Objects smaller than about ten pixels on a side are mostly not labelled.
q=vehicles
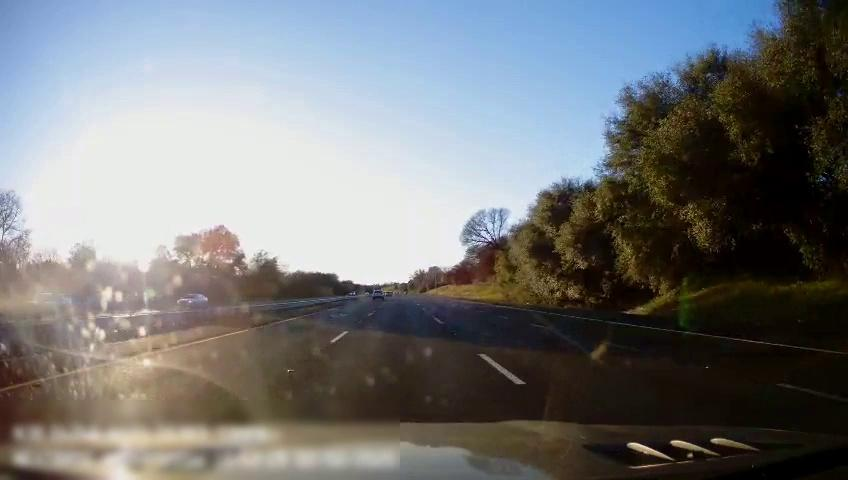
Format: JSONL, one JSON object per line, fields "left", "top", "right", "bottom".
{"left": 371, "top": 289, "right": 386, "bottom": 301}
{"left": 23, "top": 293, "right": 73, "bottom": 318}
{"left": 176, "top": 293, "right": 210, "bottom": 312}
